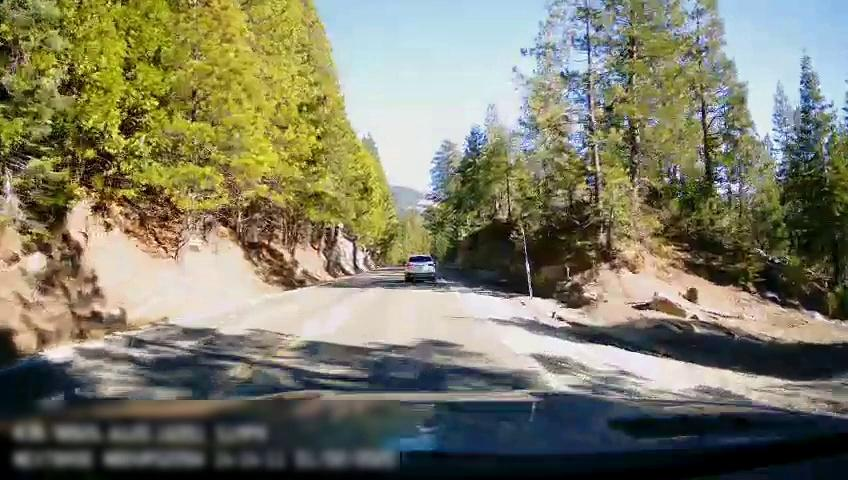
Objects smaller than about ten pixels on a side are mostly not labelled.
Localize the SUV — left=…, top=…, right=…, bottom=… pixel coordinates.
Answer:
left=406, top=255, right=437, bottom=285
